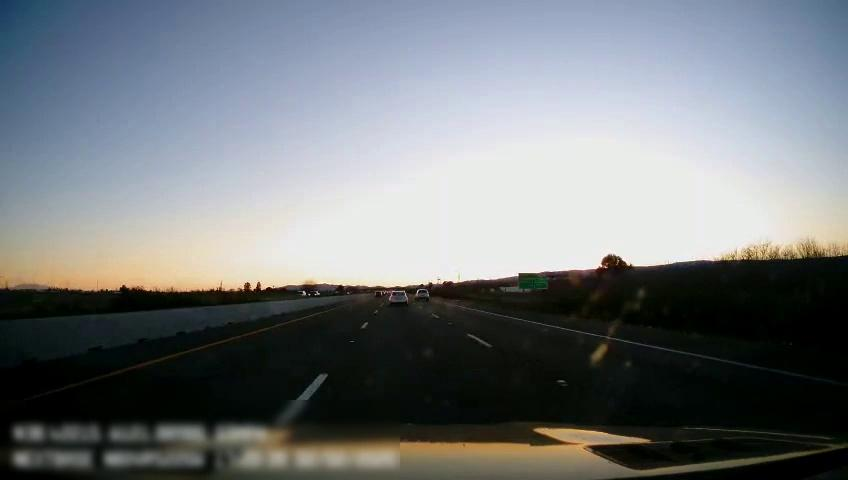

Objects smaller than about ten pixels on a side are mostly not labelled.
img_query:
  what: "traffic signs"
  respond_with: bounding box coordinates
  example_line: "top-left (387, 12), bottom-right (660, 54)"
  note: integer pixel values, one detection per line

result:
top-left (519, 272), bottom-right (550, 291)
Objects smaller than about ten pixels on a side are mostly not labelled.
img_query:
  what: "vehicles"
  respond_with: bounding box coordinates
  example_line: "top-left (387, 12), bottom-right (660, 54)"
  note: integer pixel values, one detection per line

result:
top-left (414, 289), bottom-right (430, 302)
top-left (307, 290), bottom-right (321, 297)
top-left (390, 290), bottom-right (411, 307)
top-left (296, 290), bottom-right (310, 297)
